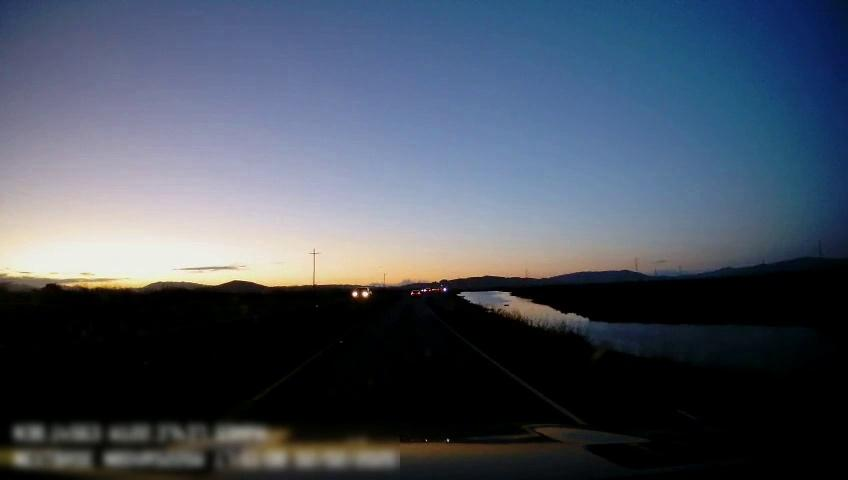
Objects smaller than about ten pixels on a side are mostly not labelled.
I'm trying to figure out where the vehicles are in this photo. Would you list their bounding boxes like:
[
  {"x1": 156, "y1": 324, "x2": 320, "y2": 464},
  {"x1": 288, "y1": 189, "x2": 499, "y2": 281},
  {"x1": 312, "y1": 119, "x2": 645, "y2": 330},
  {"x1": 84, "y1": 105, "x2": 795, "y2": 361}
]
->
[
  {"x1": 351, "y1": 287, "x2": 372, "y2": 302},
  {"x1": 410, "y1": 287, "x2": 422, "y2": 296}
]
